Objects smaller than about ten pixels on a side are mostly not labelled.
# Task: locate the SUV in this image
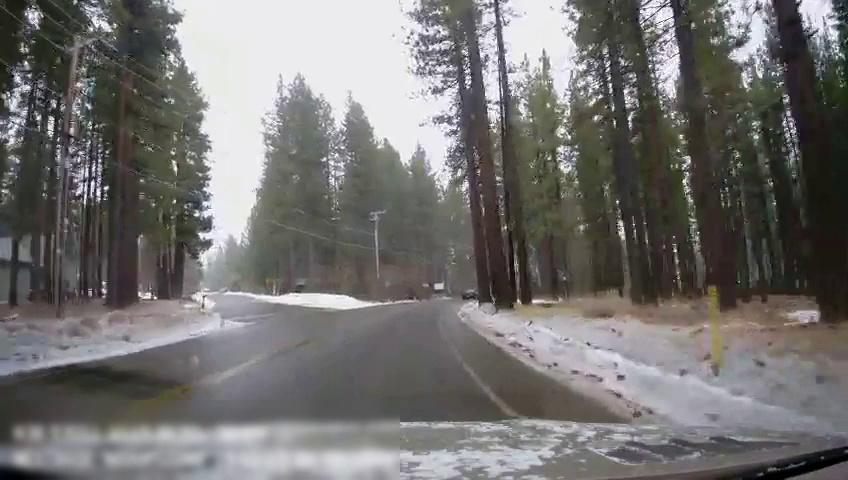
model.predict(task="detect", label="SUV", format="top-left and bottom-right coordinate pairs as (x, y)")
top-left (461, 289), bottom-right (477, 300)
